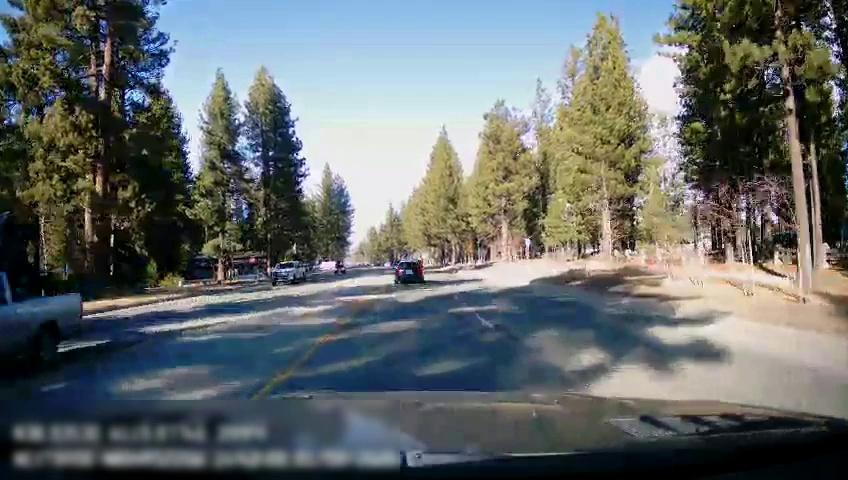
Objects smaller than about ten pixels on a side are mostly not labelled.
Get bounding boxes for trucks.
[318,260,338,275]
[0,273,83,377]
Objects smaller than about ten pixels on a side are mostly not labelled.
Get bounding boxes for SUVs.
[395,261,424,284]
[271,262,305,286]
